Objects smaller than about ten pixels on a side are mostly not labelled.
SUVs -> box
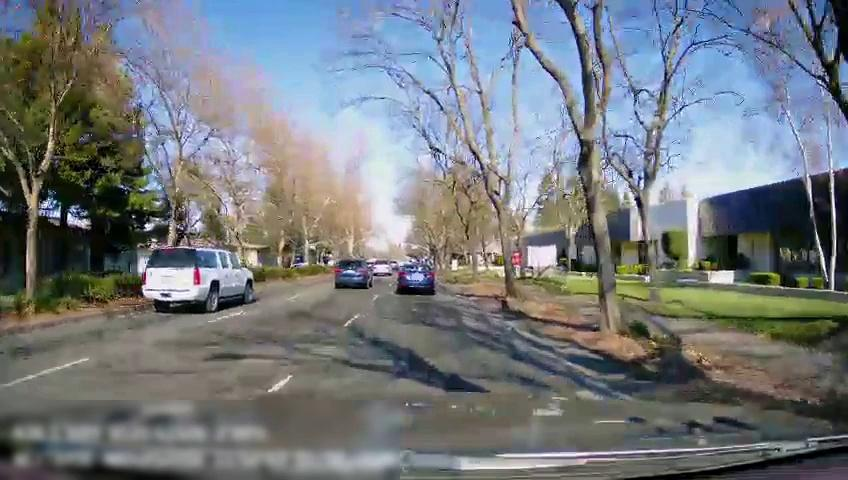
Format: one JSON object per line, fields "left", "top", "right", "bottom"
{"left": 141, "top": 245, "right": 258, "bottom": 314}
{"left": 371, "top": 259, "right": 393, "bottom": 276}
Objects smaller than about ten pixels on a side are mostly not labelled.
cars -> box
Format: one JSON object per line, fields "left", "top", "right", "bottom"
{"left": 333, "top": 257, "right": 376, "bottom": 290}
{"left": 397, "top": 261, "right": 438, "bottom": 295}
